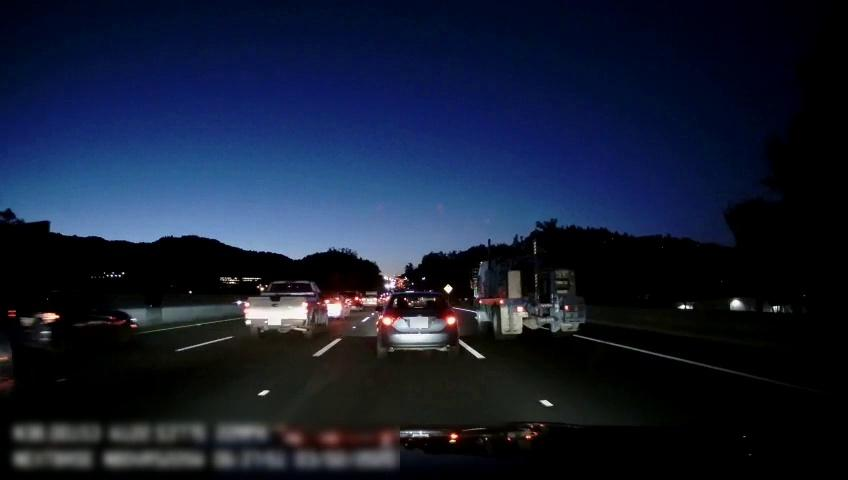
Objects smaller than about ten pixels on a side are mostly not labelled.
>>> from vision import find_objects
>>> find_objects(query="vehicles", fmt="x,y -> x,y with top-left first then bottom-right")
244,281 -> 329,340
324,291 -> 351,321
5,288 -> 134,364
363,289 -> 382,307
470,257 -> 586,342
375,293 -> 459,358
343,290 -> 364,311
